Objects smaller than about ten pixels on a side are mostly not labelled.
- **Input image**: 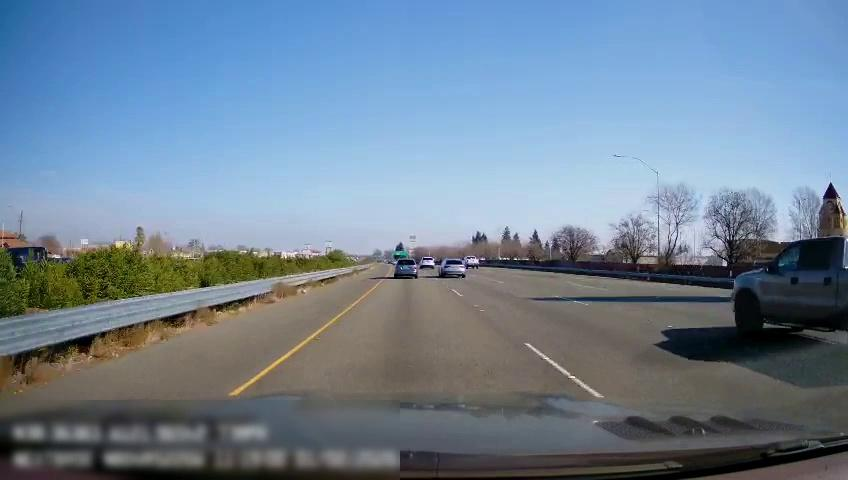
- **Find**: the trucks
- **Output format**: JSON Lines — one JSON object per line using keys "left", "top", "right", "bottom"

{"left": 733, "top": 237, "right": 848, "bottom": 335}
{"left": 463, "top": 255, "right": 479, "bottom": 269}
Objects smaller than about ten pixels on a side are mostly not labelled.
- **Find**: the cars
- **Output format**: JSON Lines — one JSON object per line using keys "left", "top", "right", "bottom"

{"left": 436, "top": 257, "right": 466, "bottom": 279}
{"left": 394, "top": 260, "right": 418, "bottom": 279}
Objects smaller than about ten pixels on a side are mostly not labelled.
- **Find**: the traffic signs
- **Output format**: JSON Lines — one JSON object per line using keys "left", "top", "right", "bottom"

{"left": 393, "top": 250, "right": 409, "bottom": 258}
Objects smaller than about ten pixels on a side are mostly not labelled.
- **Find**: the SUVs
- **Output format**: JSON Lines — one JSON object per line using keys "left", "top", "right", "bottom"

{"left": 420, "top": 256, "right": 435, "bottom": 269}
